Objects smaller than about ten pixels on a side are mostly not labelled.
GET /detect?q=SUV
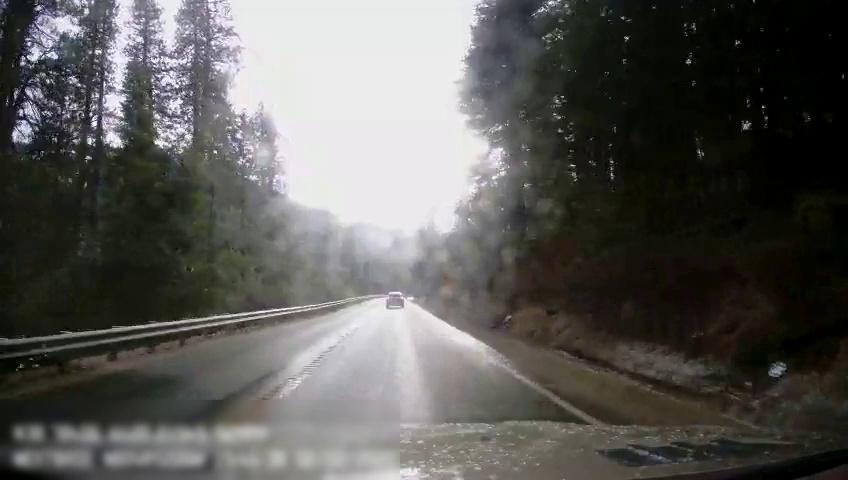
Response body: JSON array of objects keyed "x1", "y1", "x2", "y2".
[{"x1": 386, "y1": 291, "x2": 406, "y2": 309}]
